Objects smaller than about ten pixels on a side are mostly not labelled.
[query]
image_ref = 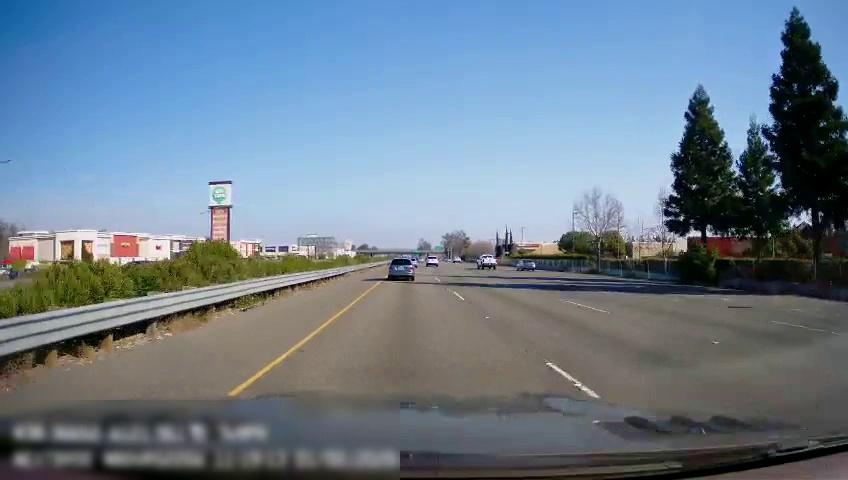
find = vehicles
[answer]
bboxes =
[387,259,415,282]
[453,256,461,263]
[516,259,536,271]
[425,255,439,267]
[409,258,418,270]
[477,255,498,270]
